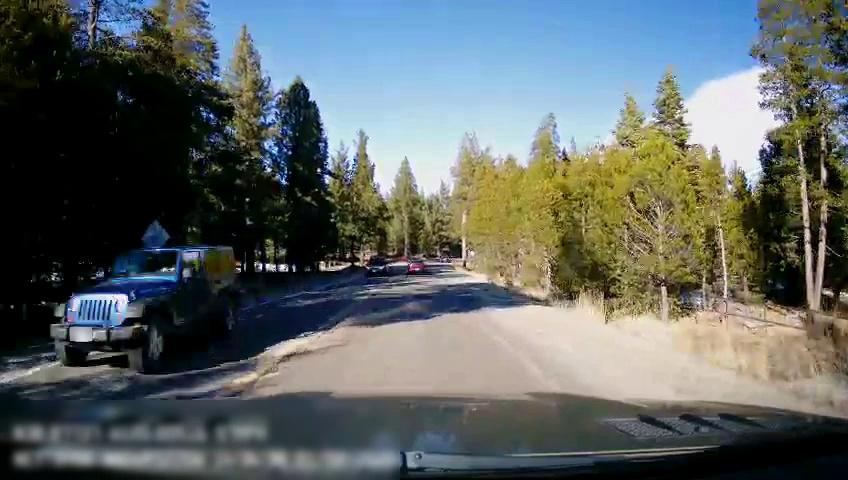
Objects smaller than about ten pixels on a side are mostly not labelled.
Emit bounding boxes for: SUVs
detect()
[49,245,242,376]
[364,256,390,277]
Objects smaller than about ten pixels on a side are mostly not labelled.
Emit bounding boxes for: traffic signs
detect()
[139,221,172,251]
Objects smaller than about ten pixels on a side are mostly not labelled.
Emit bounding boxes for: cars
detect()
[406,260,426,275]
